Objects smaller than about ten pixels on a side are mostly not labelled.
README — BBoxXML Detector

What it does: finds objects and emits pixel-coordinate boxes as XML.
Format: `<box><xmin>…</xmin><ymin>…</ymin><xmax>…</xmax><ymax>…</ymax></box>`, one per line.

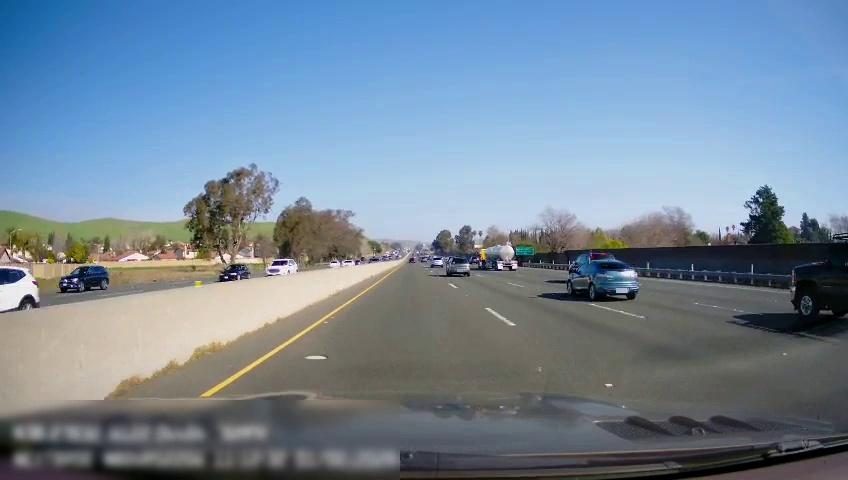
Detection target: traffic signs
<box><xmin>515</xmin><ymin>246</ymin><xmax>535</xmax><ymax>256</ymax></box>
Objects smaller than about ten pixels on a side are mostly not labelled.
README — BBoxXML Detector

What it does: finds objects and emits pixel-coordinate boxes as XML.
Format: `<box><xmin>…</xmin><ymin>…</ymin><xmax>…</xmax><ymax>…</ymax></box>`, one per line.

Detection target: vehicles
<box><xmin>0</xmin><ymin>266</ymin><xmax>42</xmax><ymax>312</ymax></box>
<box><xmin>264</xmin><ymin>258</ymin><xmax>298</xmax><ymax>277</ymax></box>
<box><xmin>790</xmin><ymin>237</ymin><xmax>848</xmax><ymax>320</ymax></box>
<box><xmin>477</xmin><ymin>245</ymin><xmax>519</xmax><ymax>271</ymax></box>
<box><xmin>342</xmin><ymin>259</ymin><xmax>360</xmax><ymax>265</ymax></box>
<box><xmin>219</xmin><ymin>263</ymin><xmax>249</xmax><ymax>282</ymax></box>
<box><xmin>58</xmin><ymin>265</ymin><xmax>110</xmax><ymax>293</ymax></box>
<box><xmin>366</xmin><ymin>258</ymin><xmax>382</xmax><ymax>264</ymax></box>
<box><xmin>569</xmin><ymin>251</ymin><xmax>616</xmax><ymax>274</ymax></box>
<box><xmin>445</xmin><ymin>257</ymin><xmax>471</xmax><ymax>277</ymax></box>
<box><xmin>430</xmin><ymin>255</ymin><xmax>443</xmax><ymax>268</ymax></box>
<box><xmin>329</xmin><ymin>260</ymin><xmax>341</xmax><ymax>267</ymax></box>
<box><xmin>566</xmin><ymin>259</ymin><xmax>639</xmax><ymax>303</ymax></box>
